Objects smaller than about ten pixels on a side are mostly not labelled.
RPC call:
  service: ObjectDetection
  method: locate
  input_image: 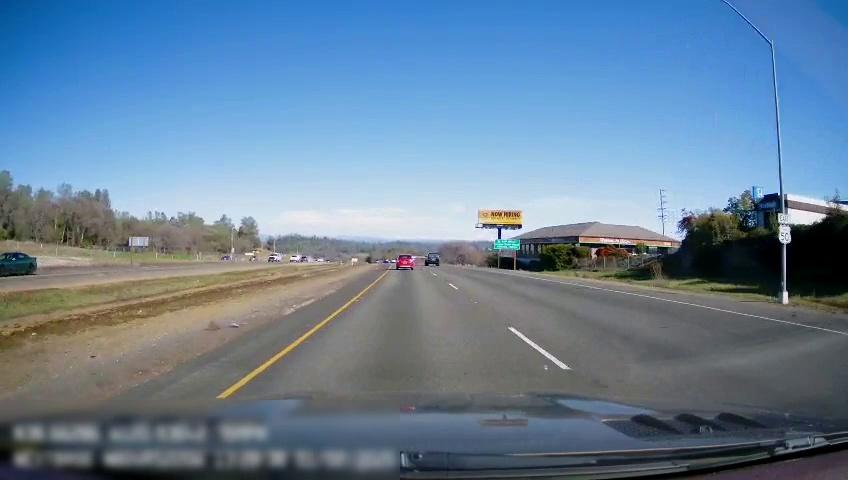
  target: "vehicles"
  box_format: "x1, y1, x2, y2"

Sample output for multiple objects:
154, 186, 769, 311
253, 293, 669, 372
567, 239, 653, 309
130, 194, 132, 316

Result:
266, 252, 282, 263
289, 255, 301, 264
423, 253, 439, 267
0, 252, 37, 278
396, 254, 416, 271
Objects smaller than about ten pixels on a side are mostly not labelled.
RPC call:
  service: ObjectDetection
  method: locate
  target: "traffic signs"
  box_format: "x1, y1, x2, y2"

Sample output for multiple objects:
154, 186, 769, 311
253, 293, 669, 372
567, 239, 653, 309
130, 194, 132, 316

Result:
493, 239, 521, 252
